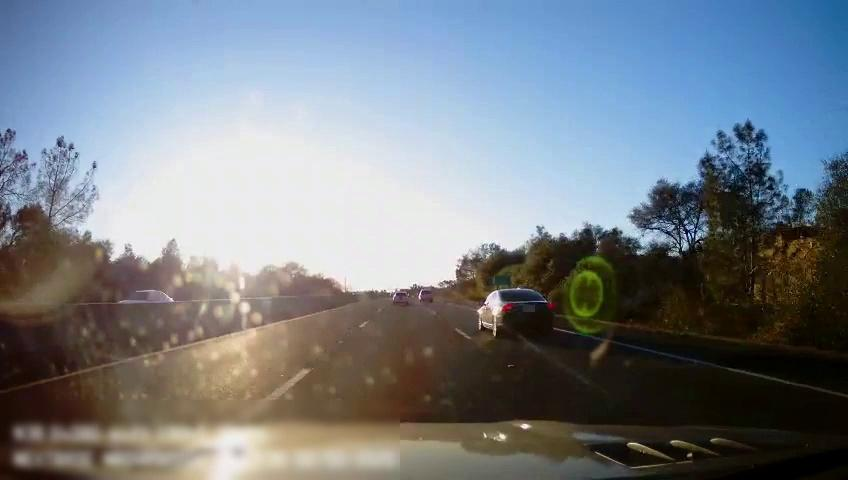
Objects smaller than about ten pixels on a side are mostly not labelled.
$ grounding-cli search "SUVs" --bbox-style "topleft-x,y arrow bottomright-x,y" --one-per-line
418,288 -> 434,302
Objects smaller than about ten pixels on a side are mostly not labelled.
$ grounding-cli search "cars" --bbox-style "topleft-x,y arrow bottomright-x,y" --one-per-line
392,291 -> 410,306
477,287 -> 554,340
118,289 -> 175,304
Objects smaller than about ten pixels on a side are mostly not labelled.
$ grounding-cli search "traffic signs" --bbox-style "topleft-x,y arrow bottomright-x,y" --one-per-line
493,276 -> 512,287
